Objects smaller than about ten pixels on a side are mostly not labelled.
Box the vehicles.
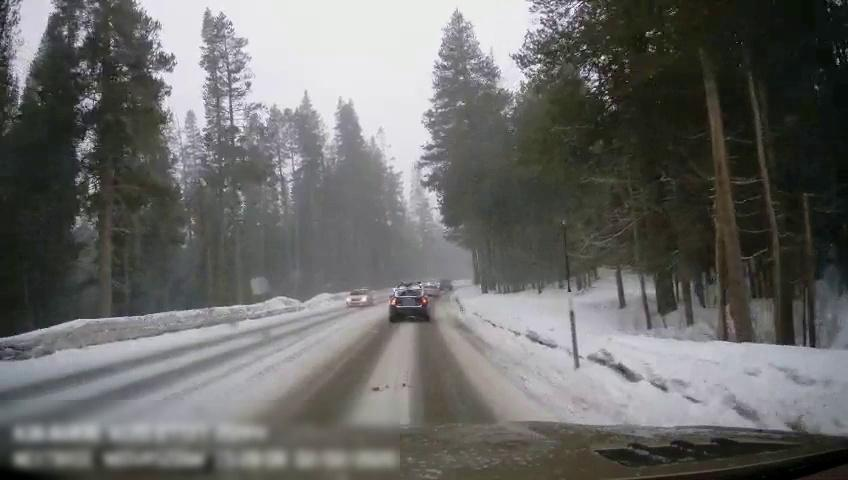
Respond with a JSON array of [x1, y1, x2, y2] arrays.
[[439, 278, 455, 292], [421, 284, 440, 298], [344, 289, 374, 308], [388, 280, 434, 323]]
